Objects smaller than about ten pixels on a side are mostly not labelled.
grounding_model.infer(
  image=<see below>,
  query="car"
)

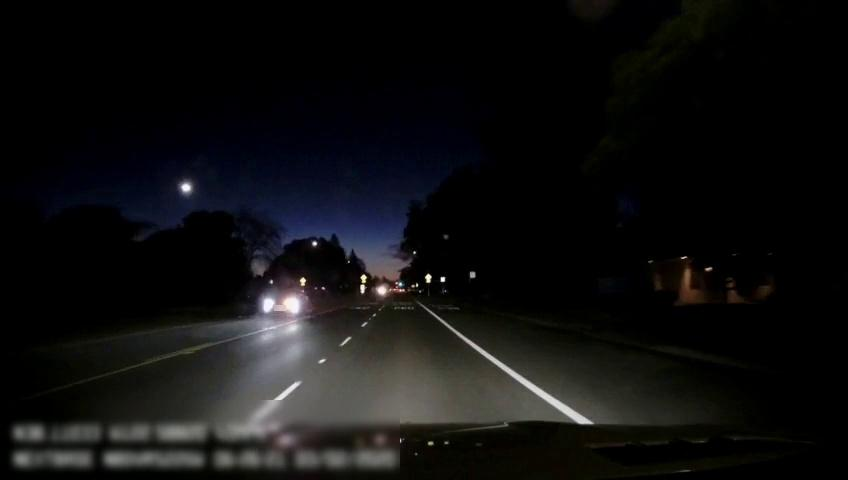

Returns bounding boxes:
[263,286,310,316]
